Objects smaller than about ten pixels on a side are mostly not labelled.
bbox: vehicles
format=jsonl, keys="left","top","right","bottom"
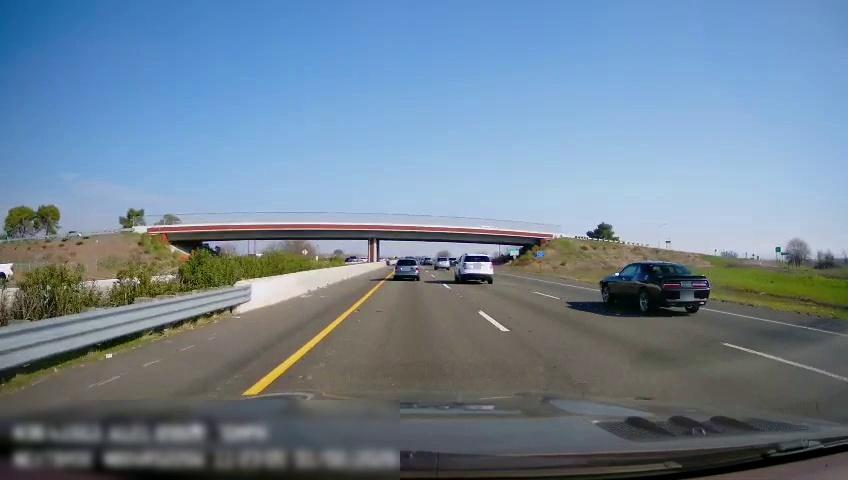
{"left": 0, "top": 263, "right": 13, "bottom": 284}
{"left": 393, "top": 258, "right": 421, "bottom": 282}
{"left": 598, "top": 261, "right": 712, "bottom": 316}
{"left": 453, "top": 254, "right": 494, "bottom": 285}
{"left": 433, "top": 256, "right": 450, "bottom": 271}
